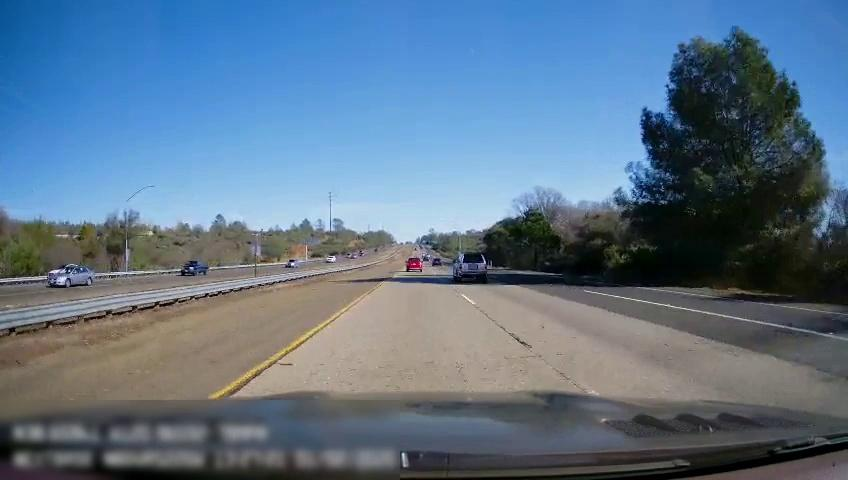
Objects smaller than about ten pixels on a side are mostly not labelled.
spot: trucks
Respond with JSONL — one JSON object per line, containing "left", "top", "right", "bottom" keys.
{"left": 326, "top": 256, "right": 336, "bottom": 263}
{"left": 180, "top": 260, "right": 210, "bottom": 276}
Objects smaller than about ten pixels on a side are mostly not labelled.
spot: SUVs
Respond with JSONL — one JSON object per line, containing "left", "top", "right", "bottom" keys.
{"left": 451, "top": 251, "right": 488, "bottom": 285}
{"left": 406, "top": 256, "right": 423, "bottom": 273}
{"left": 430, "top": 257, "right": 443, "bottom": 267}
{"left": 285, "top": 258, "right": 300, "bottom": 268}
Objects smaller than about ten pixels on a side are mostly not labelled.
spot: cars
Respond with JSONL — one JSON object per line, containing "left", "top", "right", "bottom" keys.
{"left": 46, "top": 264, "right": 95, "bottom": 288}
